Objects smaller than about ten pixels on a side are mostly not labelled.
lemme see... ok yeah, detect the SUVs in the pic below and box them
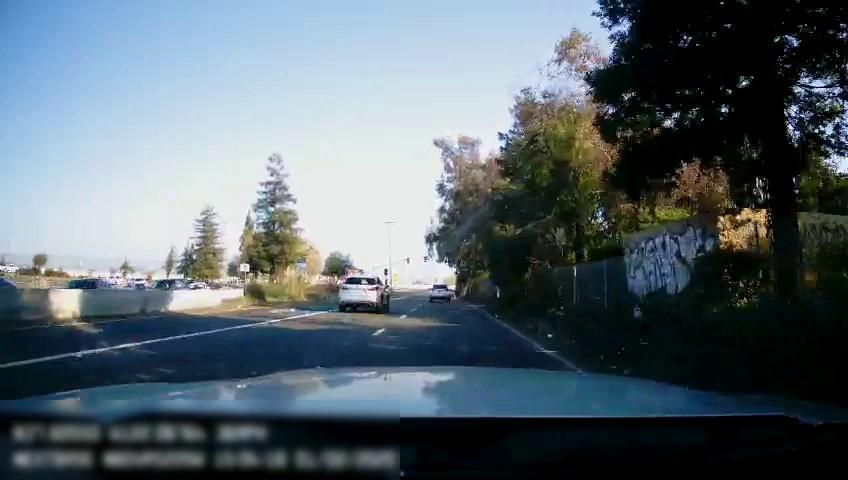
[429,284,452,302]
[335,275,391,314]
